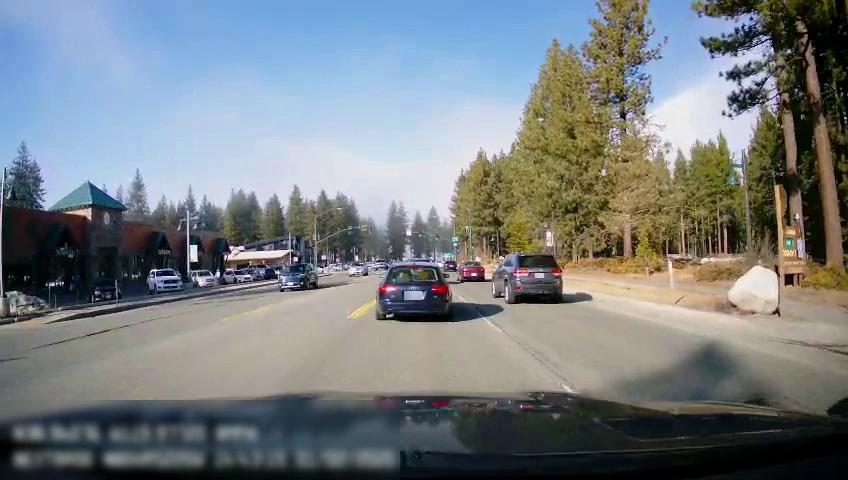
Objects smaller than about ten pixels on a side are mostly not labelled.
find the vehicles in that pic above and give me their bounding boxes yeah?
[457,260,484,282]
[444,259,458,272]
[88,282,120,304]
[146,267,183,294]
[376,264,450,322]
[374,259,389,270]
[257,269,278,282]
[348,262,369,277]
[491,253,564,305]
[279,264,318,292]
[190,269,216,289]
[223,268,253,285]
